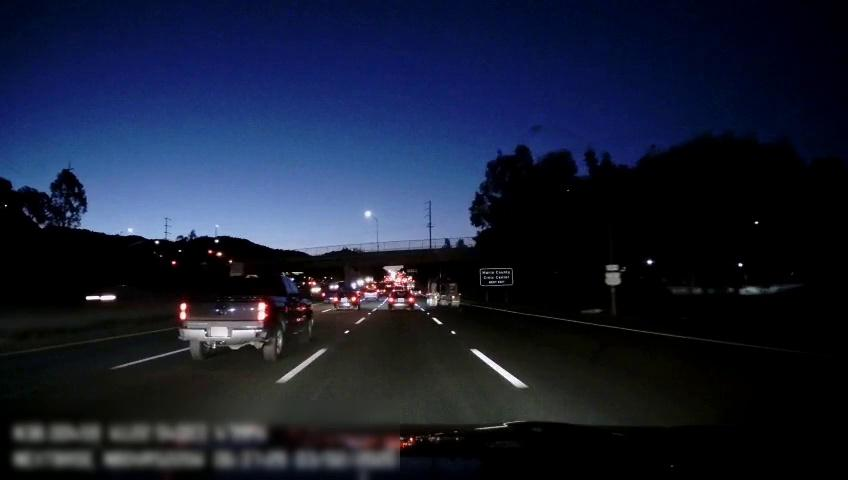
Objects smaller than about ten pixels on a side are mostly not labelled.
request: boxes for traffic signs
[479,266,514,286]
[605,265,623,286]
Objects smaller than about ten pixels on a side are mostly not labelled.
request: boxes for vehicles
[363,288,380,302]
[85,283,136,307]
[387,288,416,314]
[177,277,315,360]
[333,287,361,310]
[424,278,458,308]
